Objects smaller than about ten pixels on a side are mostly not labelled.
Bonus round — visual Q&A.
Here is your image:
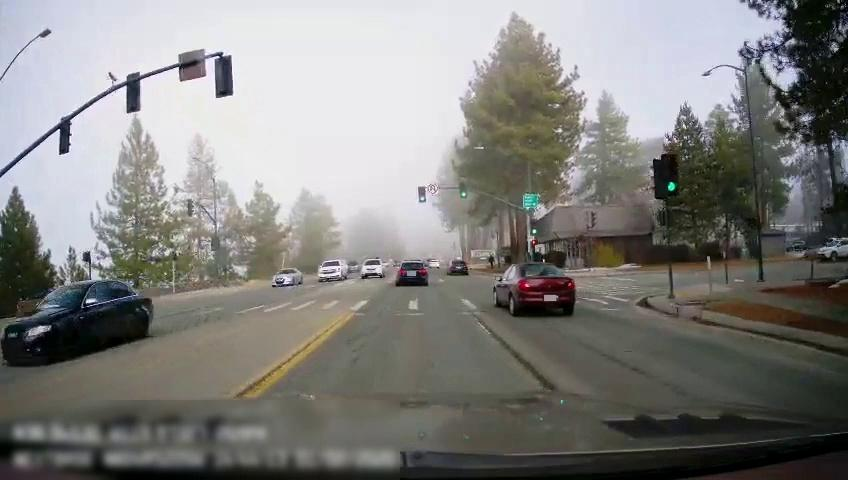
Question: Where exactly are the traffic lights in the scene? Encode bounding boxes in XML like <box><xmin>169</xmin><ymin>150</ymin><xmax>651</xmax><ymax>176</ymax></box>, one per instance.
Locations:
<box><xmin>590</xmin><ymin>212</ymin><xmax>597</xmax><ymax>228</ymax></box>
<box><xmin>459</xmin><ymin>182</ymin><xmax>468</xmax><ymax>201</ymax></box>
<box><xmin>125</xmin><ymin>72</ymin><xmax>141</xmax><ymax>114</ymax></box>
<box><xmin>664</xmin><ymin>155</ymin><xmax>680</xmax><ymax>195</ymax></box>
<box><xmin>417</xmin><ymin>185</ymin><xmax>426</xmax><ymax>204</ymax></box>
<box><xmin>213</xmin><ymin>55</ymin><xmax>235</xmax><ymax>98</ymax></box>
<box><xmin>58</xmin><ymin>119</ymin><xmax>72</xmax><ymax>156</ymax></box>
<box><xmin>186</xmin><ymin>198</ymin><xmax>194</xmax><ymax>217</ymax></box>
<box><xmin>651</xmin><ymin>159</ymin><xmax>667</xmax><ymax>199</ymax></box>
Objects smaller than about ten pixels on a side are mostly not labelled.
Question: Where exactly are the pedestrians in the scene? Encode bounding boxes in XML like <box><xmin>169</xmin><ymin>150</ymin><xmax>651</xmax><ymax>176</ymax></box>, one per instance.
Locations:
<box><xmin>488</xmin><ymin>255</ymin><xmax>495</xmax><ymax>270</ymax></box>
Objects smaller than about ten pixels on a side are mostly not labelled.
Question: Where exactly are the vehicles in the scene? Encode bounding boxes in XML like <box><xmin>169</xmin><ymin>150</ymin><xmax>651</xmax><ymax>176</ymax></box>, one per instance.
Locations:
<box><xmin>2</xmin><ymin>278</ymin><xmax>154</xmax><ymax>366</ymax></box>
<box><xmin>272</xmin><ymin>268</ymin><xmax>303</xmax><ymax>287</ymax></box>
<box><xmin>490</xmin><ymin>263</ymin><xmax>577</xmax><ymax>317</ymax></box>
<box><xmin>318</xmin><ymin>260</ymin><xmax>348</xmax><ymax>282</ymax></box>
<box><xmin>449</xmin><ymin>259</ymin><xmax>470</xmax><ymax>275</ymax></box>
<box><xmin>816</xmin><ymin>238</ymin><xmax>848</xmax><ymax>262</ymax></box>
<box><xmin>361</xmin><ymin>258</ymin><xmax>385</xmax><ymax>279</ymax></box>
<box><xmin>397</xmin><ymin>261</ymin><xmax>428</xmax><ymax>287</ymax></box>
<box><xmin>429</xmin><ymin>258</ymin><xmax>441</xmax><ymax>269</ymax></box>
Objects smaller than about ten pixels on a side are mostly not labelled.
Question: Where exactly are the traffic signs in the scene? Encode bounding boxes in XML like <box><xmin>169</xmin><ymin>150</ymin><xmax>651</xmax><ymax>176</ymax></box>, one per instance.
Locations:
<box><xmin>429</xmin><ymin>184</ymin><xmax>440</xmax><ymax>196</ymax></box>
<box><xmin>522</xmin><ymin>192</ymin><xmax>542</xmax><ymax>210</ymax></box>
